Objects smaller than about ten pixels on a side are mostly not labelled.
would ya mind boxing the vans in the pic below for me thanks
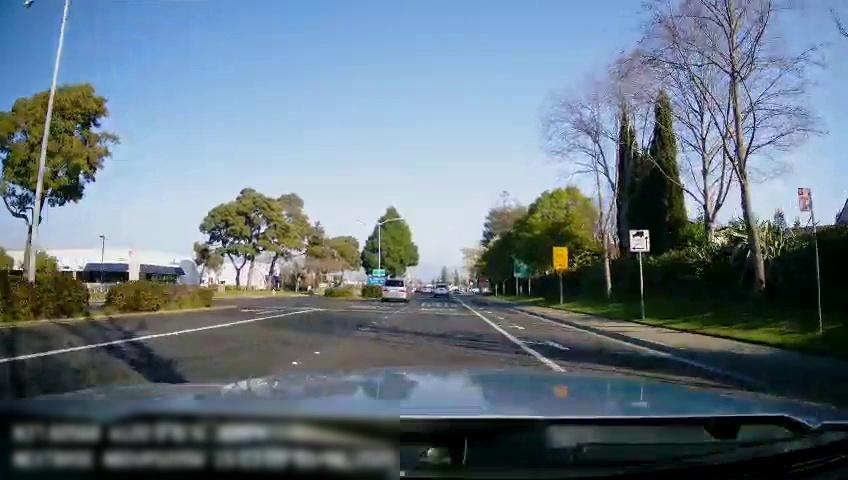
[380,278,413,303]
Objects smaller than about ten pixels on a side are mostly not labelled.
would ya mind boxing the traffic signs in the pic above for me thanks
[371,268,386,277]
[628,229,651,253]
[512,257,531,279]
[367,274,386,286]
[552,245,569,271]
[797,186,812,211]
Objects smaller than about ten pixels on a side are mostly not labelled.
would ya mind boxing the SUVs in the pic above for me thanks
[420,285,433,295]
[431,283,450,298]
